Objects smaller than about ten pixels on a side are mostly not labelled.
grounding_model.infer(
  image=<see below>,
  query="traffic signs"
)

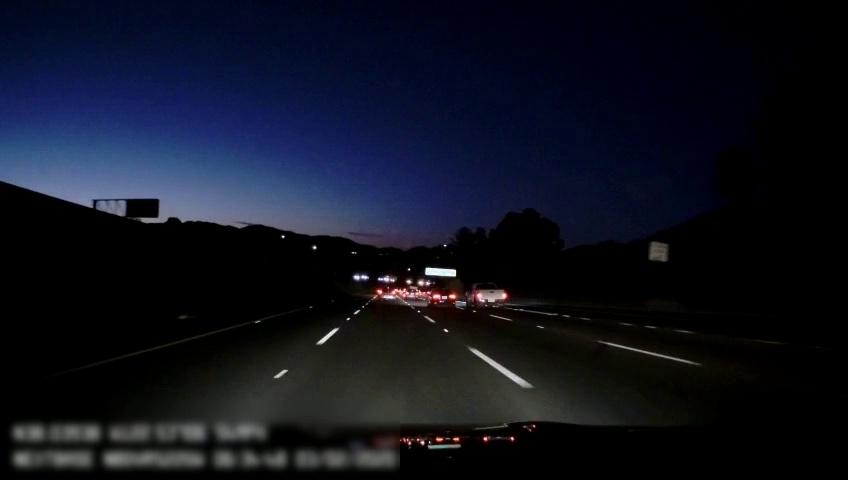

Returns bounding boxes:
[648,240,669,262]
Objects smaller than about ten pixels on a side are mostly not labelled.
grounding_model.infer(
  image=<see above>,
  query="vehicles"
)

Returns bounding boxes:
[376,283,398,301]
[427,286,457,309]
[464,282,508,314]
[404,288,419,301]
